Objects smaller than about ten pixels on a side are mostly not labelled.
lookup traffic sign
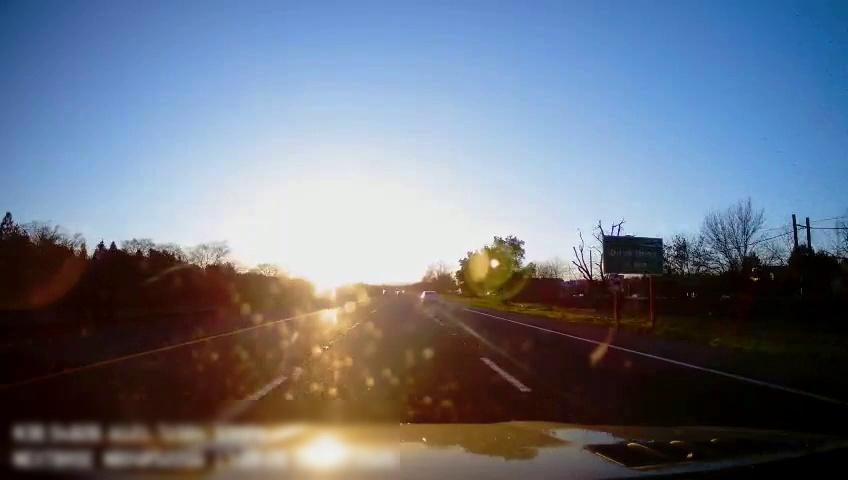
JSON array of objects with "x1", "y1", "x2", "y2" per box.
[{"x1": 601, "y1": 234, "x2": 666, "y2": 277}]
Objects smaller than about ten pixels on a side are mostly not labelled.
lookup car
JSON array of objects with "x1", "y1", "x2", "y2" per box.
[{"x1": 421, "y1": 290, "x2": 438, "y2": 303}]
